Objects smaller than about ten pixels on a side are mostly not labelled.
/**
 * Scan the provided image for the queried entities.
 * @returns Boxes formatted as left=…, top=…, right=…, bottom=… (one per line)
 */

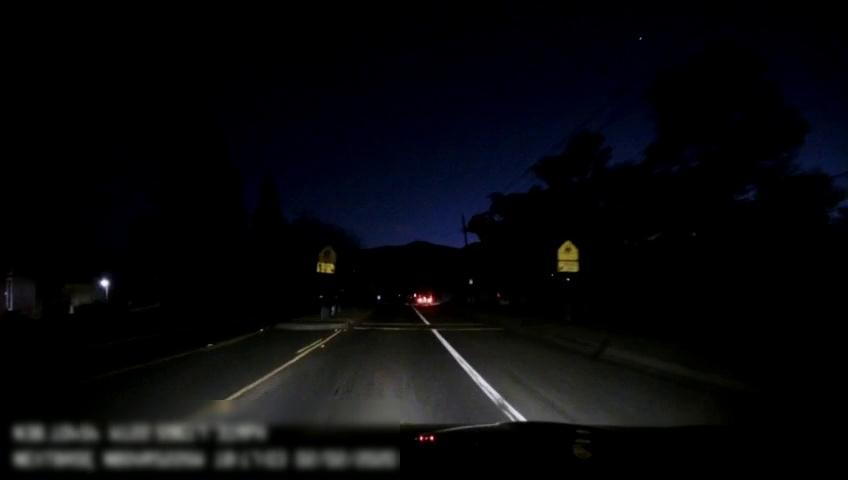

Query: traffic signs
left=557, top=240, right=579, bottom=261
left=318, top=245, right=337, bottom=263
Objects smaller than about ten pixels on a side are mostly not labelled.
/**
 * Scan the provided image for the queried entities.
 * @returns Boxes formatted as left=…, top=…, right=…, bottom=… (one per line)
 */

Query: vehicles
left=416, top=292, right=434, bottom=306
